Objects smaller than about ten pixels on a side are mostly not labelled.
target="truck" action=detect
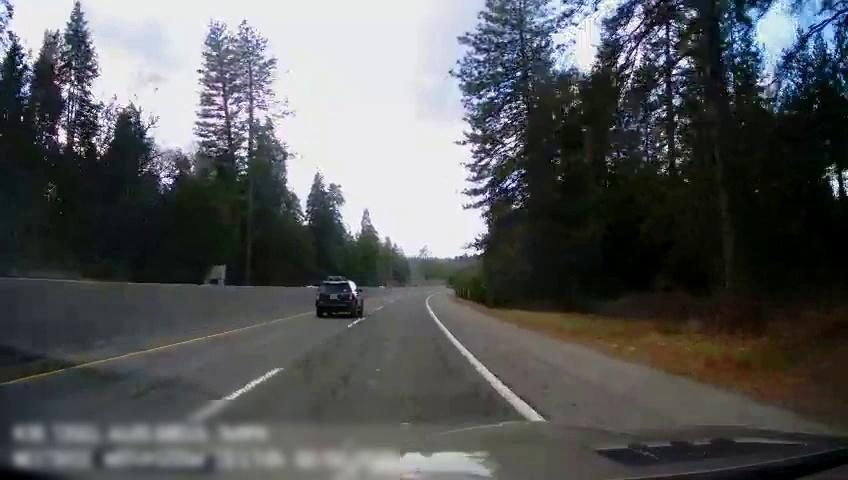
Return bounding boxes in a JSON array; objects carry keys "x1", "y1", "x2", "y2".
[{"x1": 203, "y1": 264, "x2": 226, "y2": 286}]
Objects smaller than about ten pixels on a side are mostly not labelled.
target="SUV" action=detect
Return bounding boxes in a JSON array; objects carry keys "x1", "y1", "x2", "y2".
[{"x1": 316, "y1": 279, "x2": 364, "y2": 320}]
